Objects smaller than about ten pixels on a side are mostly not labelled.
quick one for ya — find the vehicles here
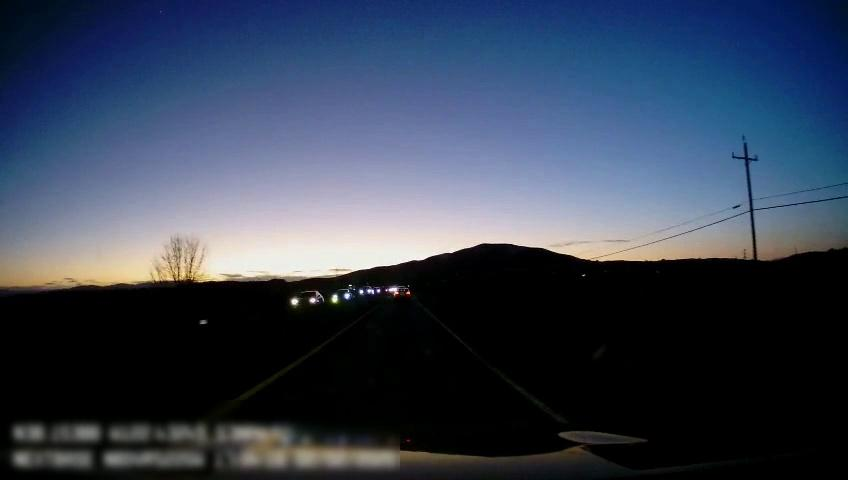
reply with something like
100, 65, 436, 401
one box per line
394, 287, 411, 300
359, 285, 375, 296
330, 288, 354, 305
290, 290, 325, 309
